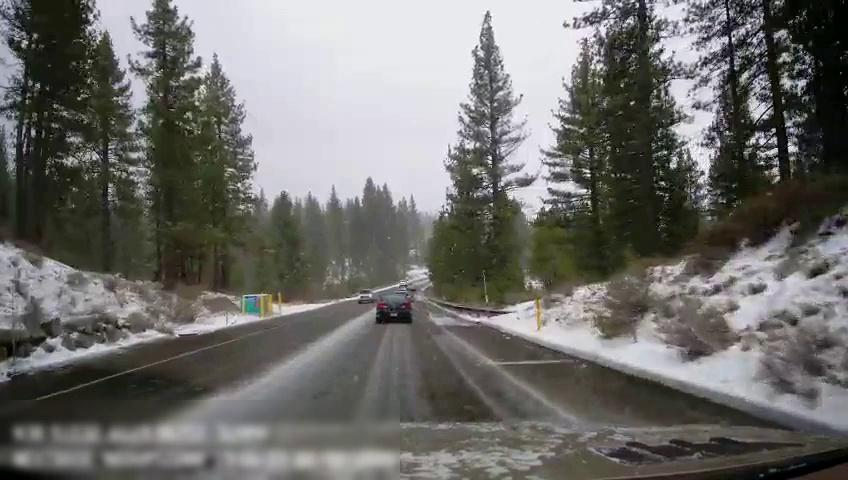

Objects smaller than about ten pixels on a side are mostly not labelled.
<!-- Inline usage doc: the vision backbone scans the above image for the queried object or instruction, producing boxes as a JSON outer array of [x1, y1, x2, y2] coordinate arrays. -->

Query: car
[[376, 294, 412, 324]]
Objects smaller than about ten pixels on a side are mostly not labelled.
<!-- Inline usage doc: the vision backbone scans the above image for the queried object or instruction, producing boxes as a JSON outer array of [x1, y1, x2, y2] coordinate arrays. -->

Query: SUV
[[357, 289, 376, 304]]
